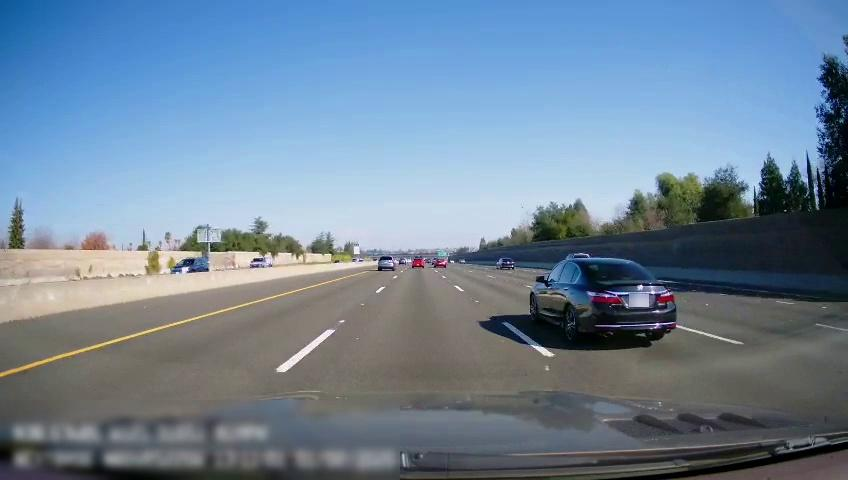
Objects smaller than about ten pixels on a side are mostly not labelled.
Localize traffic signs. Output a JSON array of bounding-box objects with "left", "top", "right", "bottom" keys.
[{"left": 352, "top": 243, "right": 361, "bottom": 256}]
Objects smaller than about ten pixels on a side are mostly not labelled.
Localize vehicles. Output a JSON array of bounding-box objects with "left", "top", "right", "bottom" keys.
[
  {"left": 170, "top": 257, "right": 211, "bottom": 275},
  {"left": 249, "top": 256, "right": 273, "bottom": 270},
  {"left": 377, "top": 255, "right": 397, "bottom": 272},
  {"left": 527, "top": 257, "right": 678, "bottom": 347},
  {"left": 562, "top": 252, "right": 590, "bottom": 259},
  {"left": 397, "top": 257, "right": 408, "bottom": 266},
  {"left": 432, "top": 256, "right": 448, "bottom": 267},
  {"left": 496, "top": 256, "right": 517, "bottom": 269},
  {"left": 411, "top": 257, "right": 426, "bottom": 268}
]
